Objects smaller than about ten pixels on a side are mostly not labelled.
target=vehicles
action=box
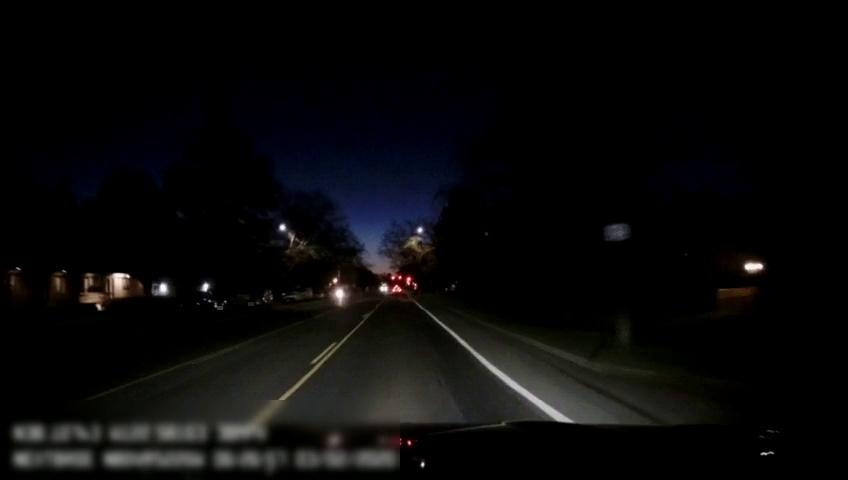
[282,291,305,305]
[243,289,274,313]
